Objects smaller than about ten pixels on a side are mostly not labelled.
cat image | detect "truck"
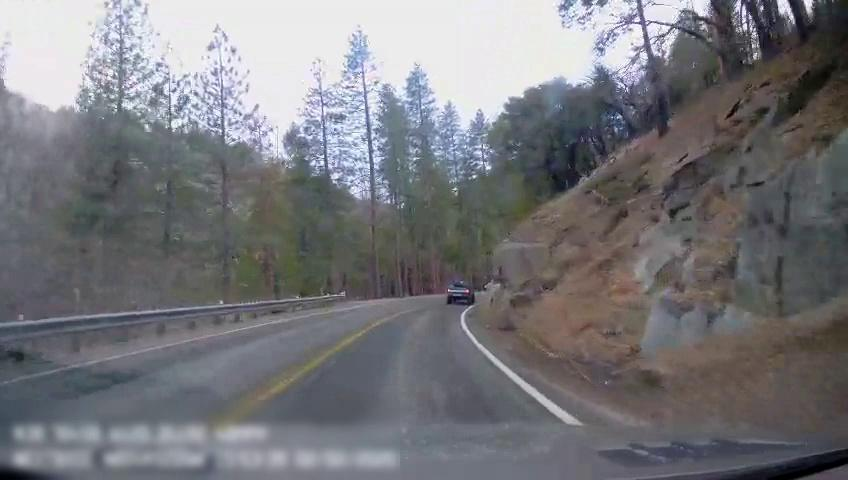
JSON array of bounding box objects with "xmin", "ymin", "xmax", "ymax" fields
[{"xmin": 446, "ymin": 281, "xmax": 475, "ymax": 305}]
